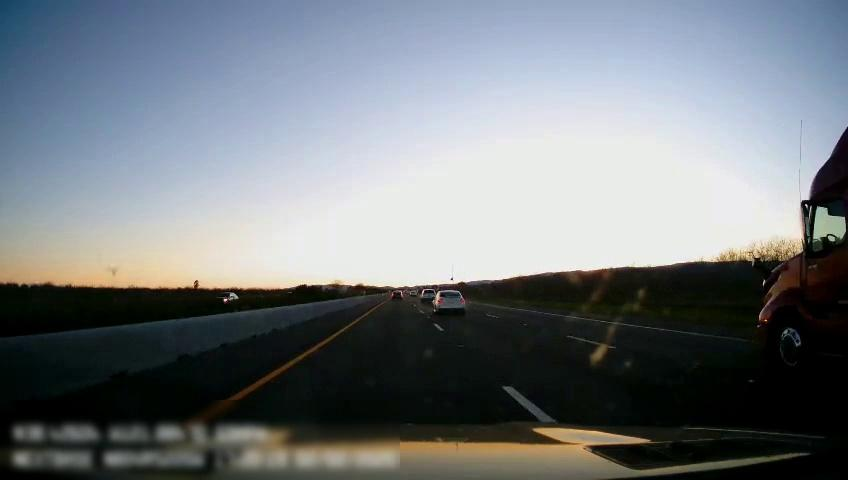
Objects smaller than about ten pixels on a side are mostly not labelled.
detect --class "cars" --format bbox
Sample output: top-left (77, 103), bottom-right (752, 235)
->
top-left (432, 290), bottom-right (466, 315)
top-left (214, 291), bottom-right (240, 305)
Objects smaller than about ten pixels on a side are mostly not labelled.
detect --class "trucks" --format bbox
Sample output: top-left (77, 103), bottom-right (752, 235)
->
top-left (753, 123), bottom-right (848, 384)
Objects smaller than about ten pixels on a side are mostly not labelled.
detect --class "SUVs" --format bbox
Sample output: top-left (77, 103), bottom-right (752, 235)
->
top-left (419, 288), bottom-right (436, 301)
top-left (391, 290), bottom-right (404, 301)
